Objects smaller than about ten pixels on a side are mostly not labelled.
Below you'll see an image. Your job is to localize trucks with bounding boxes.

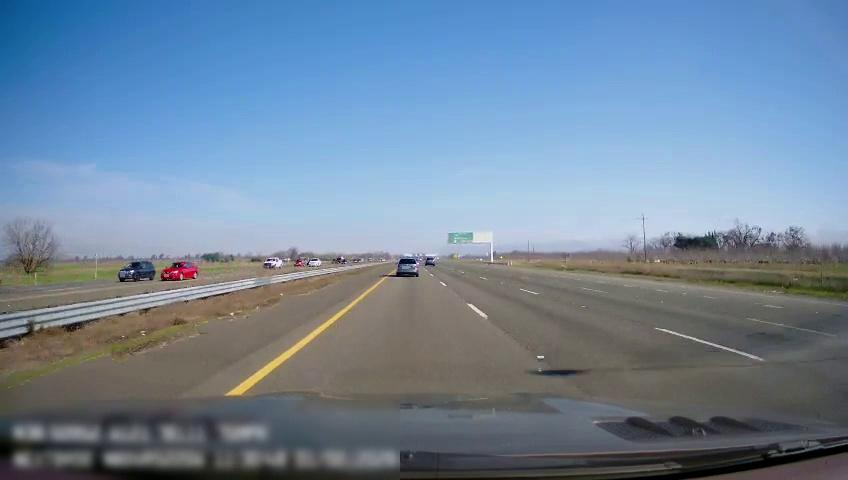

[293,259,305,268]
[263,257,282,270]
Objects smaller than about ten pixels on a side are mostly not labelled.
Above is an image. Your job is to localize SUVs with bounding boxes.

[396,258,419,277]
[118,261,156,283]
[424,258,436,267]
[308,258,322,268]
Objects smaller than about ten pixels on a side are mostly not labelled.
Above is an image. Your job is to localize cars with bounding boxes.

[160,261,200,281]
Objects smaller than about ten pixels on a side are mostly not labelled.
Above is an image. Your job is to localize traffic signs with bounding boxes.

[448,231,473,243]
